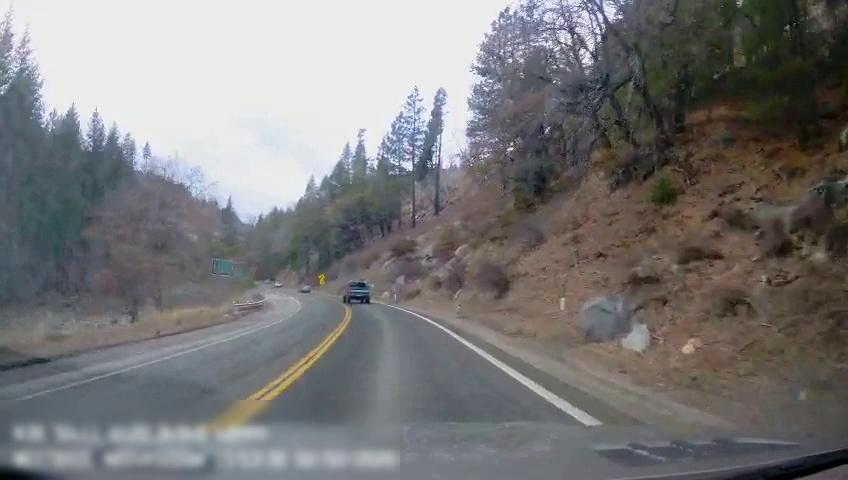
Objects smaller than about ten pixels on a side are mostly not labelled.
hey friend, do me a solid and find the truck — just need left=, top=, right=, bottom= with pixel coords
left=342, top=281, right=371, bottom=305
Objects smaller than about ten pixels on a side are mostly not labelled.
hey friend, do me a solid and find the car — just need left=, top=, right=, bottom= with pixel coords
left=298, top=283, right=312, bottom=293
